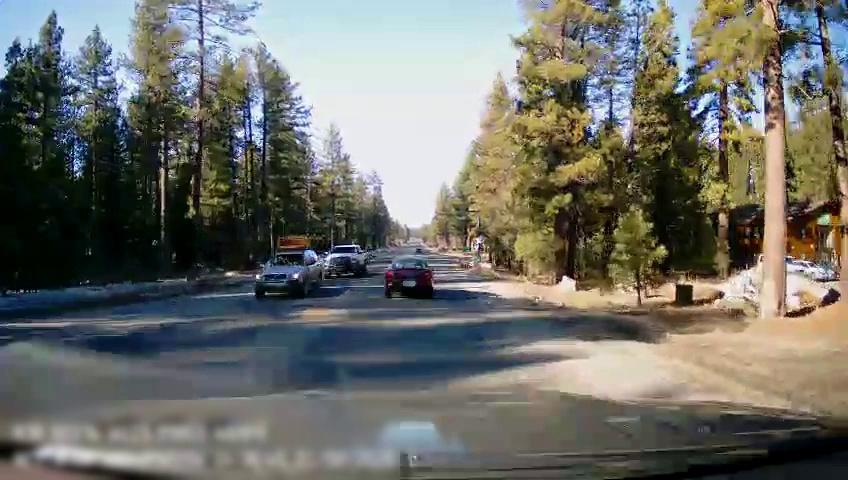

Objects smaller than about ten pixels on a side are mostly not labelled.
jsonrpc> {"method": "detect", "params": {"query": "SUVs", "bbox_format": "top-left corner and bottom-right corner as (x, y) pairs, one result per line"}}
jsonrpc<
(255, 249), (321, 297)
(322, 245), (368, 280)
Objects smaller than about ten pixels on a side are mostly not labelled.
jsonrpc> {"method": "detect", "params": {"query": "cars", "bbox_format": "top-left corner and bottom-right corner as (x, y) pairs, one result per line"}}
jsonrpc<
(784, 258), (839, 282)
(384, 255), (433, 297)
